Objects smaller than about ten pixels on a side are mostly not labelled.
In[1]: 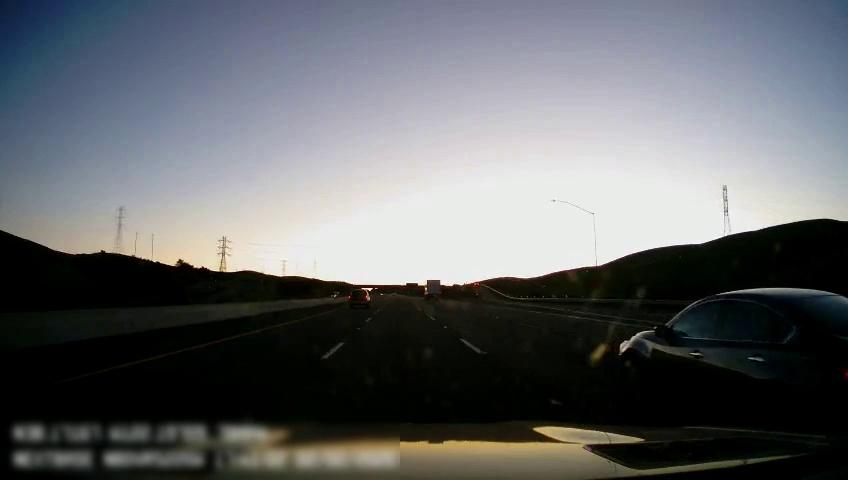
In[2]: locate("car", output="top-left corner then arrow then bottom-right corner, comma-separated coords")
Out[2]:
617,286 -> 848,434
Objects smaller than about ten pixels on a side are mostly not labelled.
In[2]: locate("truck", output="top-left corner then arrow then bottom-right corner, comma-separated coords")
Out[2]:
424,280 -> 440,300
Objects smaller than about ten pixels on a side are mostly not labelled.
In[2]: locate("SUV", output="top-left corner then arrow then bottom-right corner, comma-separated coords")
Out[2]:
348,289 -> 371,309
